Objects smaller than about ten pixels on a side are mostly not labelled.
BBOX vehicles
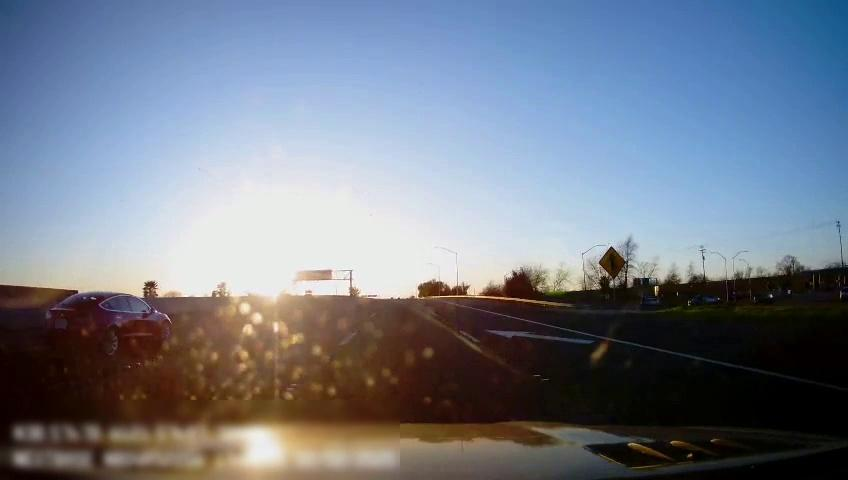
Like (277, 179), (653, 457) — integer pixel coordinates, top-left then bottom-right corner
(640, 297), (661, 306)
(839, 287), (848, 303)
(687, 295), (722, 307)
(44, 292), (173, 358)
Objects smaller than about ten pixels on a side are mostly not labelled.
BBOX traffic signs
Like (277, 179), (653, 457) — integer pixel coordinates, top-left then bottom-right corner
(599, 246), (625, 279)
